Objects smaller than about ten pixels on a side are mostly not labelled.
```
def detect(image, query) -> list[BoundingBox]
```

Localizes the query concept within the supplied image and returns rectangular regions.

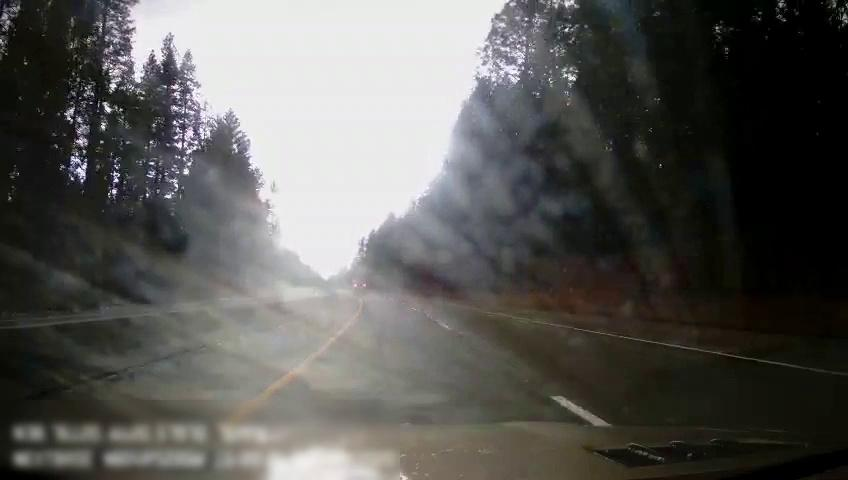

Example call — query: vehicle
[352,279,367,294]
